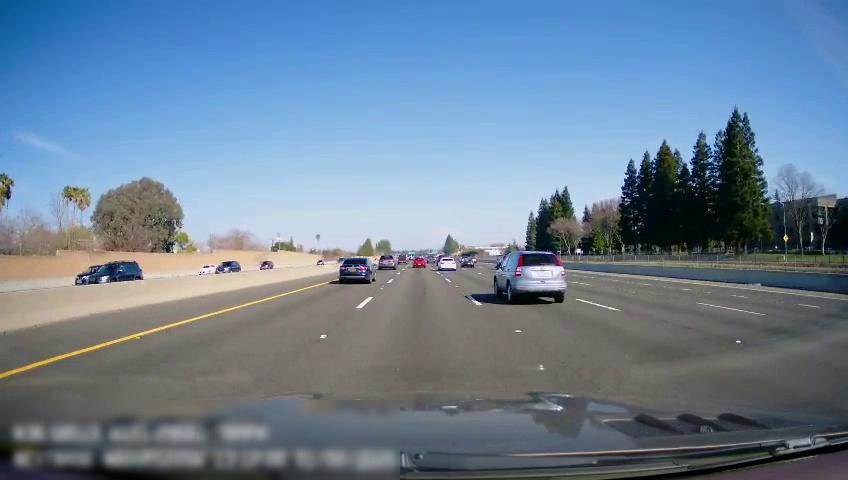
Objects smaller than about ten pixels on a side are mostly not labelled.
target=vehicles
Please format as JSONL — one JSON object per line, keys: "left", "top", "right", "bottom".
{"left": 437, "top": 257, "right": 457, "bottom": 272}
{"left": 198, "top": 264, "right": 221, "bottom": 276}
{"left": 259, "top": 260, "right": 275, "bottom": 271}
{"left": 74, "top": 264, "right": 113, "bottom": 286}
{"left": 413, "top": 258, "right": 427, "bottom": 269}
{"left": 378, "top": 255, "right": 397, "bottom": 271}
{"left": 397, "top": 254, "right": 409, "bottom": 265}
{"left": 215, "top": 260, "right": 242, "bottom": 274}
{"left": 460, "top": 258, "right": 475, "bottom": 269}
{"left": 436, "top": 255, "right": 446, "bottom": 267}
{"left": 492, "top": 251, "right": 569, "bottom": 305}
{"left": 87, "top": 260, "right": 144, "bottom": 285}
{"left": 339, "top": 257, "right": 377, "bottom": 285}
